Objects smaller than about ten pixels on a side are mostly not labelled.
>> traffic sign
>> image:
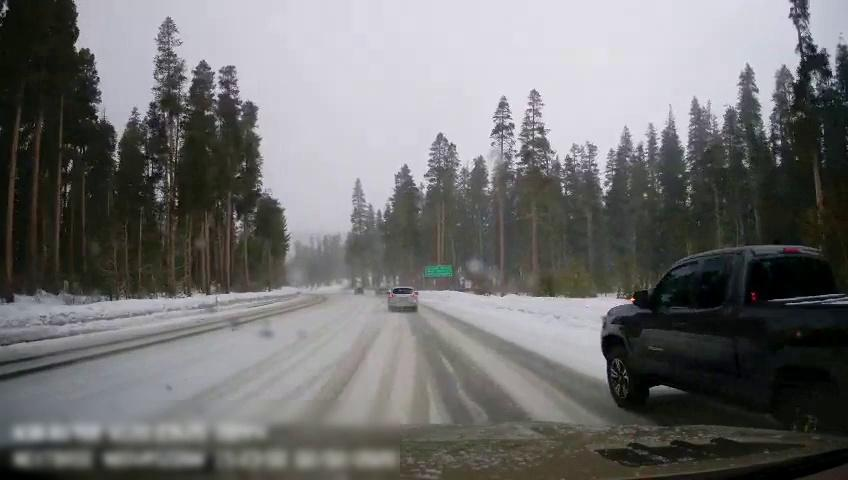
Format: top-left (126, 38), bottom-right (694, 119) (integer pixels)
top-left (424, 265), bottom-right (454, 278)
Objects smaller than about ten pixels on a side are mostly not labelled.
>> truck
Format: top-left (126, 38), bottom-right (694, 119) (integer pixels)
top-left (599, 244), bottom-right (848, 438)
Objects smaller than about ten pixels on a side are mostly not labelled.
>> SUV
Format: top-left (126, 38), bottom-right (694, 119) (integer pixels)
top-left (386, 285), bottom-right (421, 313)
